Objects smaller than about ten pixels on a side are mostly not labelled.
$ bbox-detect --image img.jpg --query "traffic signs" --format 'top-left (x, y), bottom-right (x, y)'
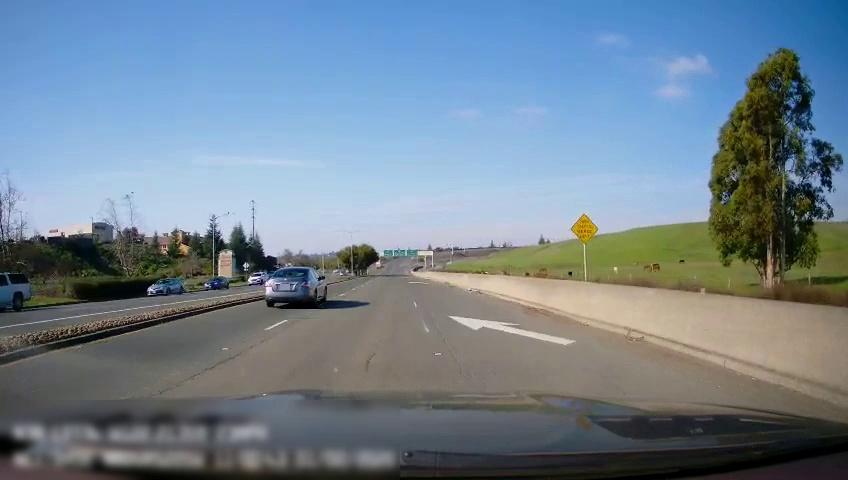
top-left (383, 249), bottom-right (394, 257)
top-left (569, 212), bottom-right (600, 245)
top-left (393, 249), bottom-right (406, 257)
top-left (406, 249), bottom-right (418, 257)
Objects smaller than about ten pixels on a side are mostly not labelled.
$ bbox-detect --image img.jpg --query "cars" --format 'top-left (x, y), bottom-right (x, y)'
top-left (263, 265), bottom-right (329, 308)
top-left (202, 276), bottom-right (231, 292)
top-left (145, 277), bottom-right (186, 297)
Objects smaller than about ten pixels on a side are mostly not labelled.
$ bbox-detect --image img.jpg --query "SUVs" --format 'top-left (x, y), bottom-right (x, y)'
top-left (0, 272), bottom-right (34, 312)
top-left (247, 271), bottom-right (270, 286)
